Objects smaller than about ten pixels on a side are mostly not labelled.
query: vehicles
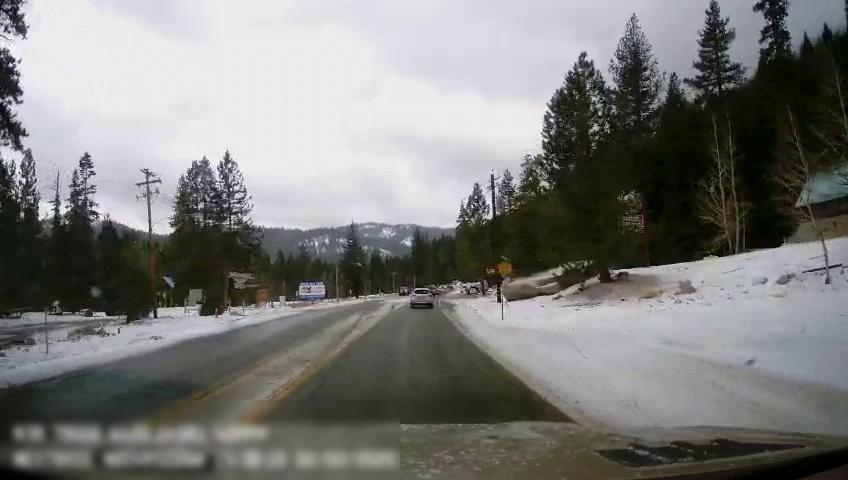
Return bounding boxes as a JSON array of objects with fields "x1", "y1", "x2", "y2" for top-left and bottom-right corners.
[
  {"x1": 424, "y1": 286, "x2": 436, "y2": 297},
  {"x1": 410, "y1": 288, "x2": 434, "y2": 308},
  {"x1": 461, "y1": 283, "x2": 488, "y2": 293},
  {"x1": 399, "y1": 286, "x2": 410, "y2": 296}
]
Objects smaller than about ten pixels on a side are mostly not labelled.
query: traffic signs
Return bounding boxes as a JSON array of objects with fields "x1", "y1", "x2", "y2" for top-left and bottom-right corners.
[{"x1": 499, "y1": 262, "x2": 512, "y2": 273}]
